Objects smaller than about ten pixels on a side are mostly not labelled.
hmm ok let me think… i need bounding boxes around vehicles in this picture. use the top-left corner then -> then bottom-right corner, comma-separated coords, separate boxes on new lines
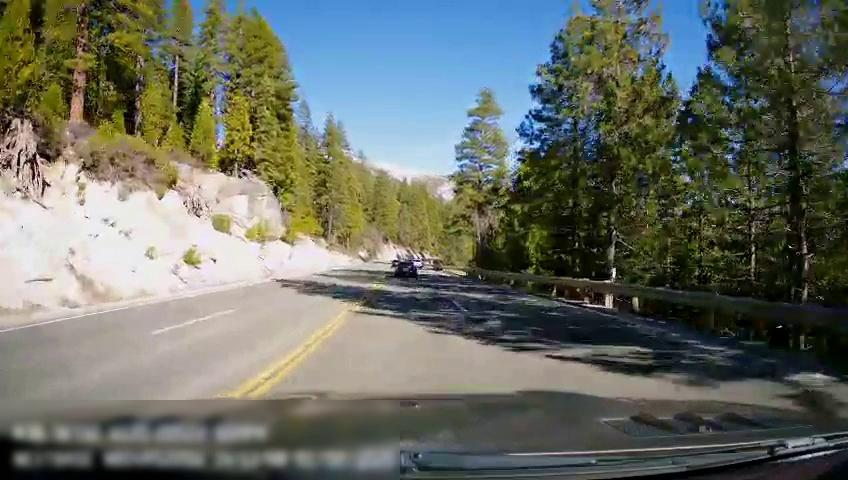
393,261 -> 418,280
407,258 -> 423,270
